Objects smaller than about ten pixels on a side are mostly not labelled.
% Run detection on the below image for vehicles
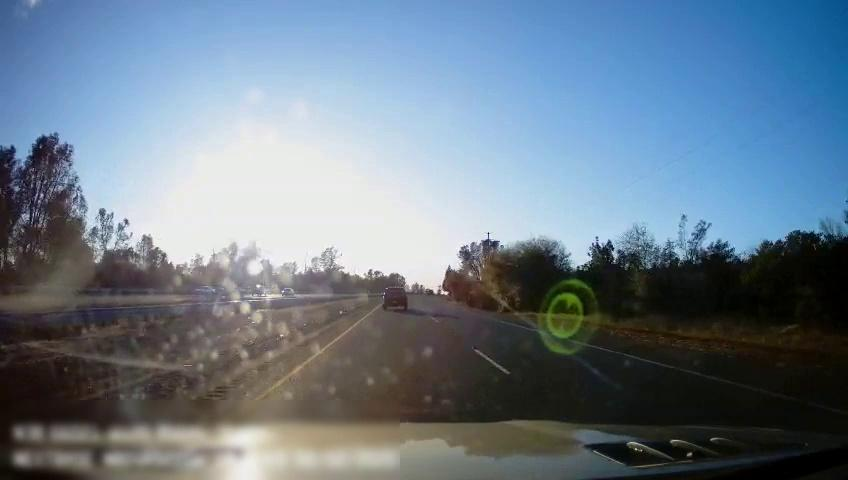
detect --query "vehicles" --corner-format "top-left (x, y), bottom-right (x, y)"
top-left (193, 286), bottom-right (216, 296)
top-left (251, 286), bottom-right (268, 296)
top-left (383, 287), bottom-right (408, 311)
top-left (281, 288), bottom-right (294, 296)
